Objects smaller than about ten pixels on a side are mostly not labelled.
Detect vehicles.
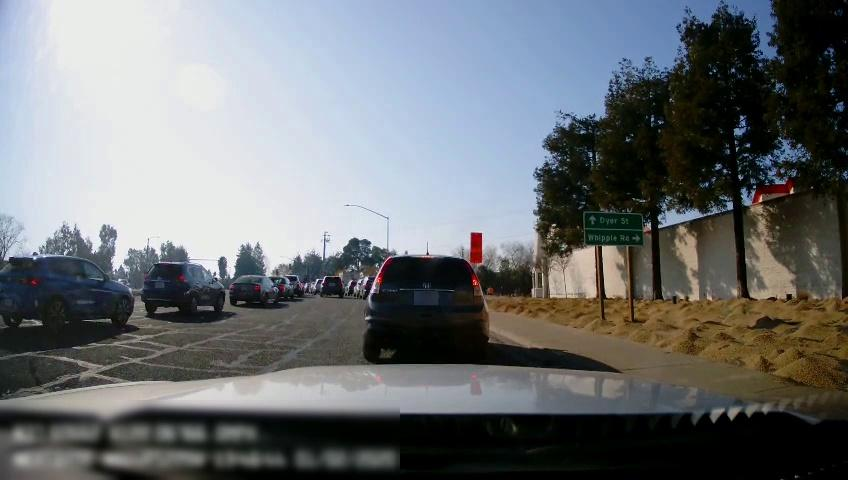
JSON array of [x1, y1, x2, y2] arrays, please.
[[312, 278, 322, 294], [359, 277, 376, 300], [318, 275, 345, 300], [140, 261, 226, 319], [0, 256, 136, 335], [267, 276, 296, 301], [345, 279, 357, 297], [285, 275, 304, 298], [352, 279, 364, 297], [229, 275, 281, 309], [339, 271, 358, 282], [364, 254, 491, 365]]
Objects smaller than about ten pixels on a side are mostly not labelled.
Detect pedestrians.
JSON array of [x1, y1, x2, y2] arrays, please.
[[487, 282, 496, 297]]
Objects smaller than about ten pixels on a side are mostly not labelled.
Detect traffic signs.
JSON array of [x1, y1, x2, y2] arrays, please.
[[586, 211, 648, 246], [470, 231, 484, 264]]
